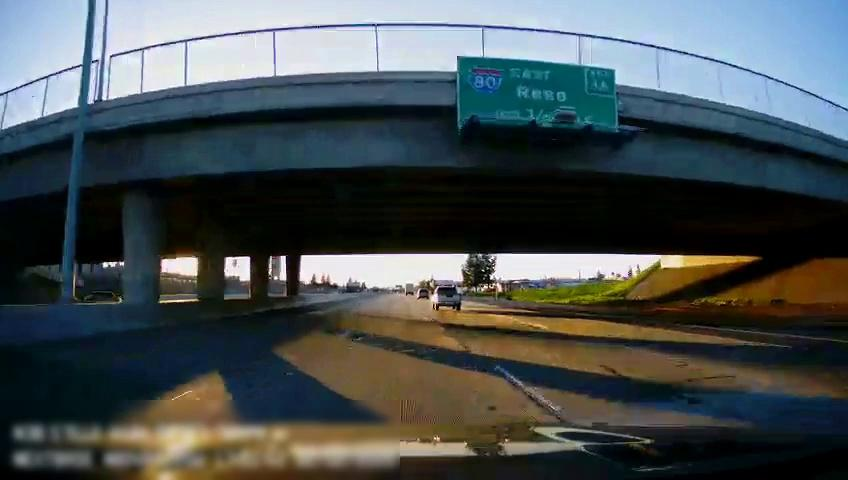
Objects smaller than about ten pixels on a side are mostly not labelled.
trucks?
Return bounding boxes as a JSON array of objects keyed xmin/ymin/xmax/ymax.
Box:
[{"xmin": 406, "ymin": 283, "xmax": 414, "ymax": 296}]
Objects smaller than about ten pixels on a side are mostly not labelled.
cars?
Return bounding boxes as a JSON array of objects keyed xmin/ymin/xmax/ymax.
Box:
[
  {"xmin": 84, "ymin": 290, "xmax": 120, "ymax": 302},
  {"xmin": 417, "ymin": 289, "xmax": 431, "ymax": 300}
]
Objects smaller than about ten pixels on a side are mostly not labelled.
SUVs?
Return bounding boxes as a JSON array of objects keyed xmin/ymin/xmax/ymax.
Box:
[{"xmin": 431, "ymin": 285, "xmax": 461, "ymax": 311}]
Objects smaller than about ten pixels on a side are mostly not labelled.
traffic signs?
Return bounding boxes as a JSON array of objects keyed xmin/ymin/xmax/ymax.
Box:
[{"xmin": 456, "ymin": 54, "xmax": 619, "ymax": 132}]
